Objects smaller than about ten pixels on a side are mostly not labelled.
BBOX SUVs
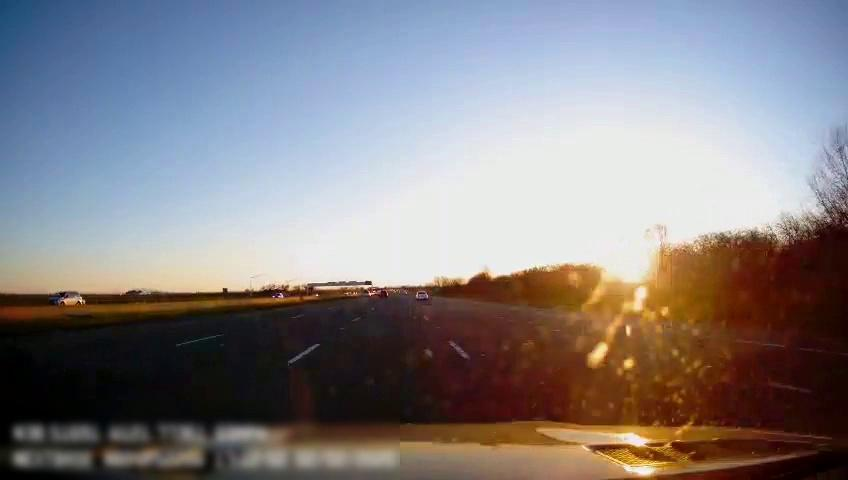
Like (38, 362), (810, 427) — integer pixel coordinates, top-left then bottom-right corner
(47, 291), (83, 306)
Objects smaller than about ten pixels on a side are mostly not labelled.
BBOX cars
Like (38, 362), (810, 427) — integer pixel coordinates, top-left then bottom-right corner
(272, 292), (284, 299)
(415, 290), (428, 301)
